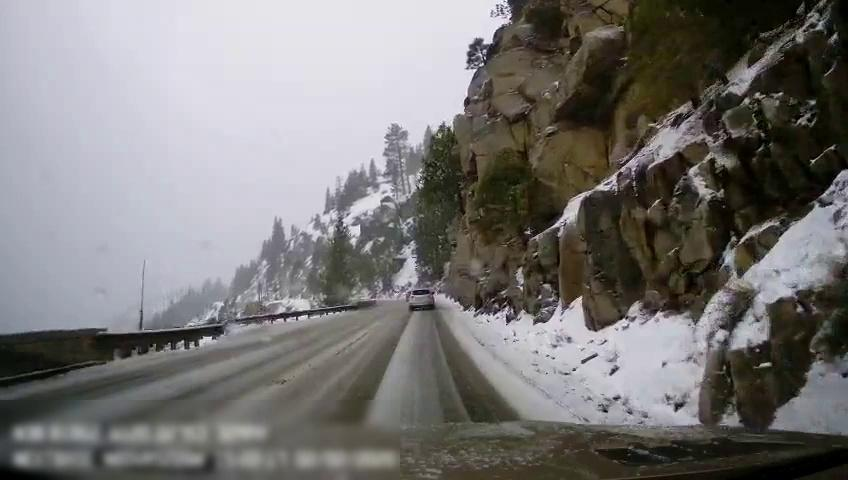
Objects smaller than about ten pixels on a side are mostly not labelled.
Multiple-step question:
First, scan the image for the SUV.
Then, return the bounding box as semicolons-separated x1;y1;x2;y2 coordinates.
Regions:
408;288;437;311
